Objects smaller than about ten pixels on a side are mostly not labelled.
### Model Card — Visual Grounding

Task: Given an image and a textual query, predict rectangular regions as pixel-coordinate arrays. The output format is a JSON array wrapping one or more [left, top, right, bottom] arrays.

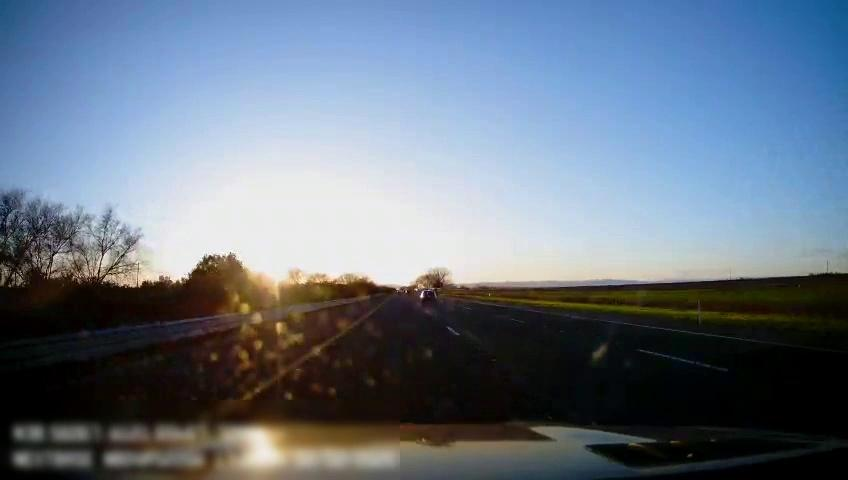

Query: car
[[421, 289, 436, 302]]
